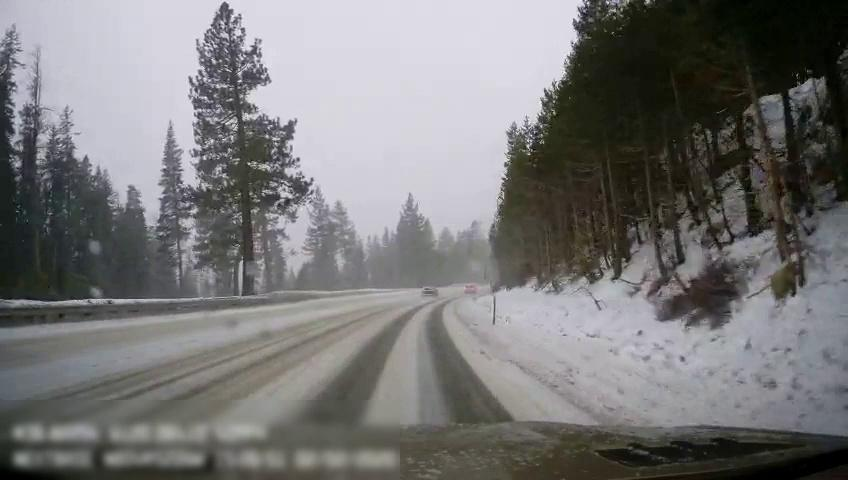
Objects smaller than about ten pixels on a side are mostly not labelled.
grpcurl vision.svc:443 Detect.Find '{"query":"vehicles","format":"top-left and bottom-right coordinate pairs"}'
top-left (421, 285), bottom-right (438, 298)
top-left (463, 284), bottom-right (477, 294)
